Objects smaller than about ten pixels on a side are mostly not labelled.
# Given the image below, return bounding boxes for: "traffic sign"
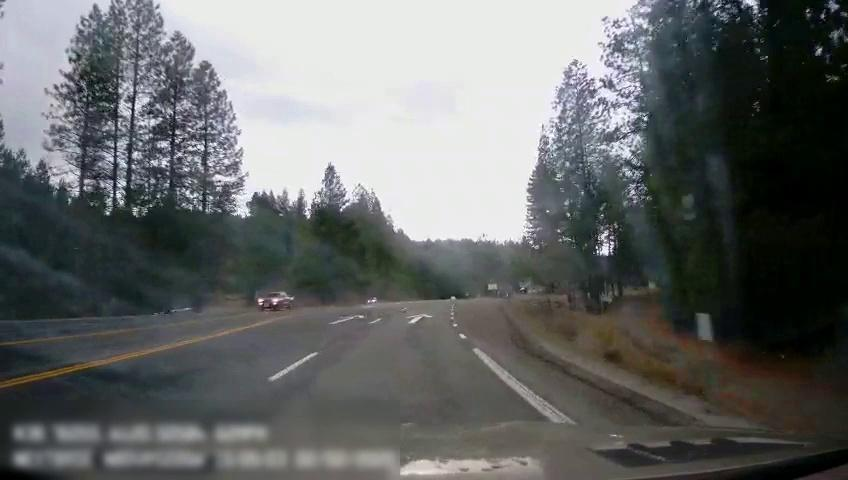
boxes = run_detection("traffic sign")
[487,283,498,291]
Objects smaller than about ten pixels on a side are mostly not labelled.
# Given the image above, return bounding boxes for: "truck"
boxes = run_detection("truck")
[257,290,295,312]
